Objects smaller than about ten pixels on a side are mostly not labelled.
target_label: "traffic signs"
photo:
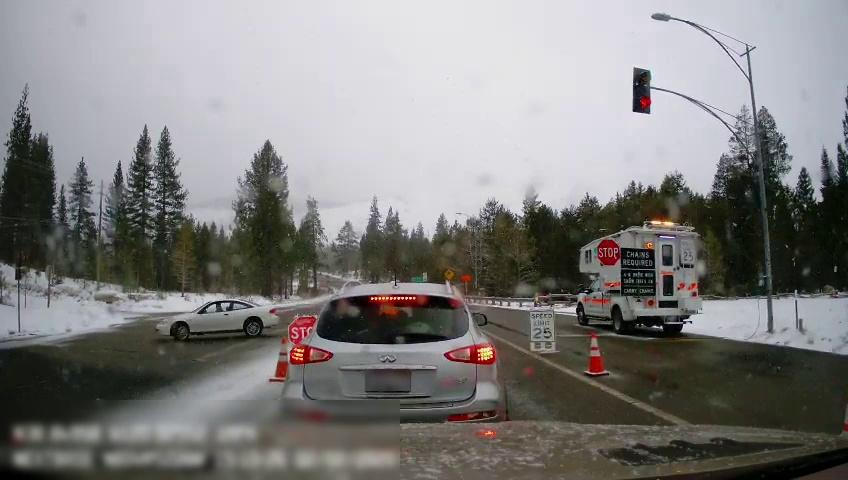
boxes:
[286,314,319,346]
[679,243,697,266]
[620,268,657,297]
[460,274,473,282]
[411,276,424,283]
[529,307,556,343]
[595,238,621,267]
[443,268,455,281]
[620,247,656,270]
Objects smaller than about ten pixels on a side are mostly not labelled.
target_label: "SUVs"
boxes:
[276,280,506,423]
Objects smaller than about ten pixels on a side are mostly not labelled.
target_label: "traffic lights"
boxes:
[632,65,653,116]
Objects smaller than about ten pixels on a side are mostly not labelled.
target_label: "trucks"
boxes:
[574,221,707,336]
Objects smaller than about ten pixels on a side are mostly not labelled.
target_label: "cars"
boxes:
[155,297,281,341]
